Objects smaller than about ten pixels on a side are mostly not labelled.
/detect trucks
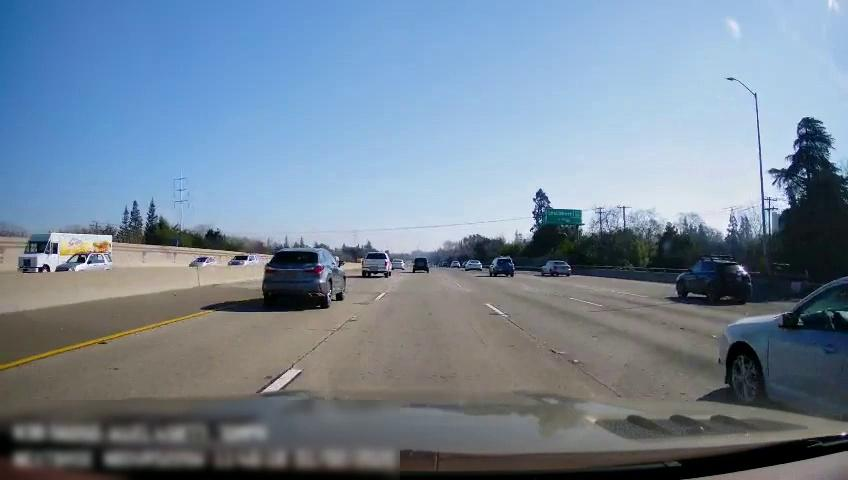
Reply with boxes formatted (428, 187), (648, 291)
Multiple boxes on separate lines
(15, 232), (113, 273)
(360, 250), (394, 278)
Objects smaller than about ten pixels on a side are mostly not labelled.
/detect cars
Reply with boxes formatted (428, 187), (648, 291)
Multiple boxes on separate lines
(540, 260), (572, 277)
(465, 259), (482, 271)
(717, 276), (848, 422)
(391, 258), (406, 271)
(188, 255), (217, 269)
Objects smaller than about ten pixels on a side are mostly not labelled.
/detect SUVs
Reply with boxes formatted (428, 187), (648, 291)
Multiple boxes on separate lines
(261, 246), (347, 309)
(489, 256), (516, 278)
(227, 254), (259, 267)
(412, 257), (430, 274)
(674, 254), (753, 304)
(54, 251), (113, 274)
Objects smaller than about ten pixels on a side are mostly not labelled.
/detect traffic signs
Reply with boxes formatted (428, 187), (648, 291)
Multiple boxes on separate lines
(543, 209), (583, 226)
